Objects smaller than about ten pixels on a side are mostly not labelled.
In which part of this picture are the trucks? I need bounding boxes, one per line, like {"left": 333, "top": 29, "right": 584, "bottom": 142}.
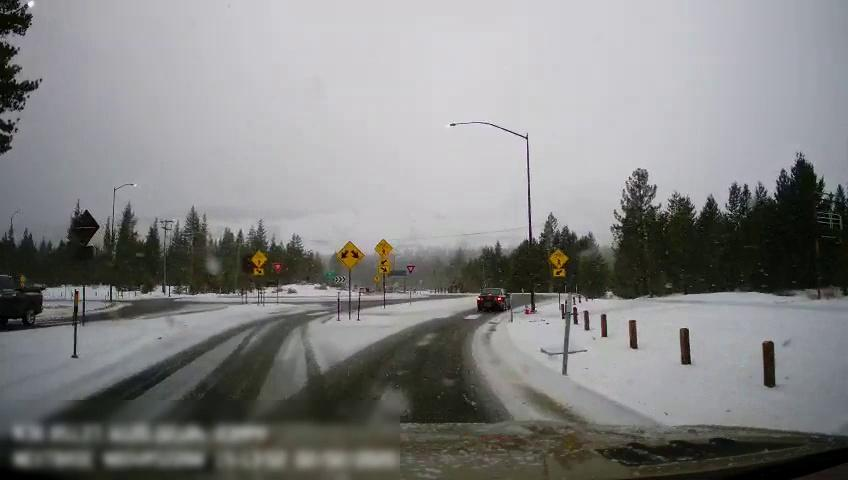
{"left": 0, "top": 275, "right": 43, "bottom": 329}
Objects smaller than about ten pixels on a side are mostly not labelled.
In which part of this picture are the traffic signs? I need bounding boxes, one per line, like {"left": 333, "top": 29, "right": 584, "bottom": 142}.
{"left": 337, "top": 241, "right": 365, "bottom": 270}
{"left": 335, "top": 276, "right": 347, "bottom": 284}
{"left": 253, "top": 268, "right": 264, "bottom": 276}
{"left": 251, "top": 251, "right": 266, "bottom": 267}
{"left": 273, "top": 263, "right": 283, "bottom": 274}
{"left": 553, "top": 269, "right": 565, "bottom": 277}
{"left": 378, "top": 257, "right": 390, "bottom": 273}
{"left": 375, "top": 238, "right": 393, "bottom": 256}
{"left": 549, "top": 249, "right": 568, "bottom": 269}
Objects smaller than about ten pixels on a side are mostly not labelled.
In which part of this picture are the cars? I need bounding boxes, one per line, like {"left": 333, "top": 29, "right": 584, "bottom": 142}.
{"left": 477, "top": 288, "right": 512, "bottom": 312}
